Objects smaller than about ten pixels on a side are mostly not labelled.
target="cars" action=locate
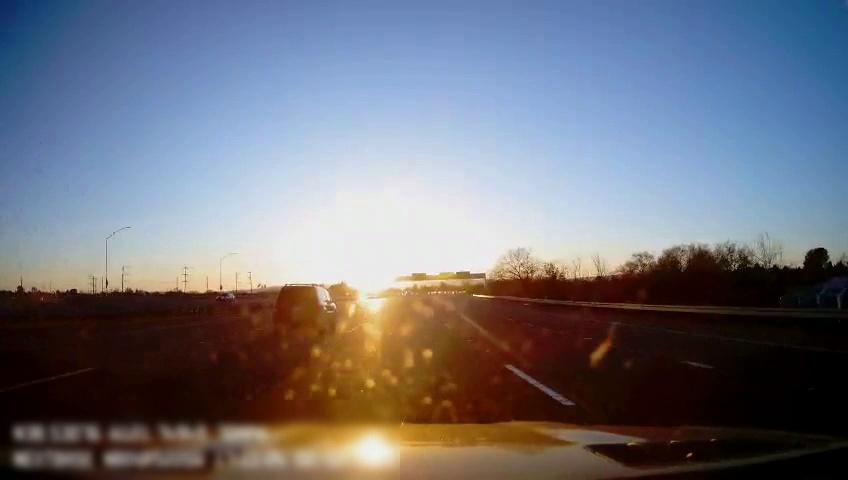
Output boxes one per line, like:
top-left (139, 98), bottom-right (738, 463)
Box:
top-left (215, 292), bottom-right (236, 301)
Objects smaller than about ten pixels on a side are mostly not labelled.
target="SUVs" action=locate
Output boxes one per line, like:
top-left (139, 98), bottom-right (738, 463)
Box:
top-left (273, 283), bottom-right (337, 336)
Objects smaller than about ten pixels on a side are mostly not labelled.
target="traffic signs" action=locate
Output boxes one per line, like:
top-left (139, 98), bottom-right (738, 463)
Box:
top-left (412, 273), bottom-right (426, 280)
top-left (455, 271), bottom-right (471, 279)
top-left (439, 272), bottom-right (454, 279)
